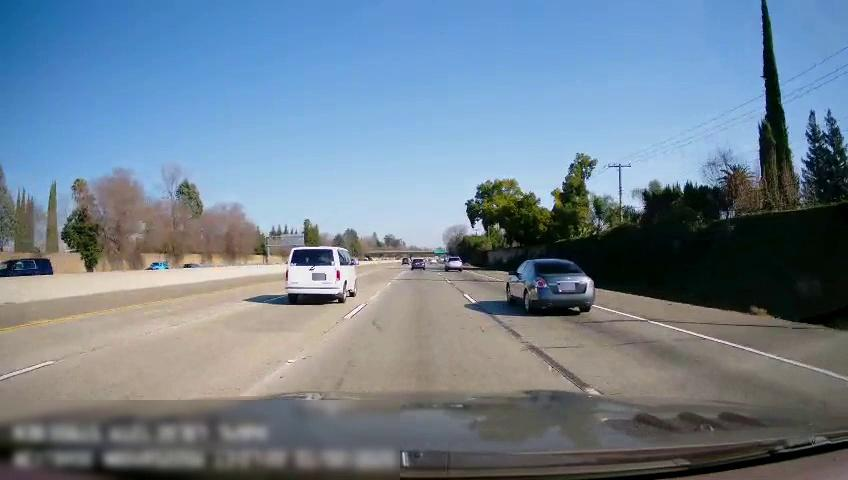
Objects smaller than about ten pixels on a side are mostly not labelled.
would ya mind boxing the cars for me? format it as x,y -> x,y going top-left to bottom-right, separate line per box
505,258 -> 595,314
410,258 -> 426,271
150,262 -> 169,270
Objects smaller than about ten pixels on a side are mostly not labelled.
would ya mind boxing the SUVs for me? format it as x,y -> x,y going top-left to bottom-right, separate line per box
0,257 -> 54,278
444,256 -> 464,272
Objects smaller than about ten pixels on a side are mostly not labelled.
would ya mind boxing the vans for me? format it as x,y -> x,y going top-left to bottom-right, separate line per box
285,246 -> 357,305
